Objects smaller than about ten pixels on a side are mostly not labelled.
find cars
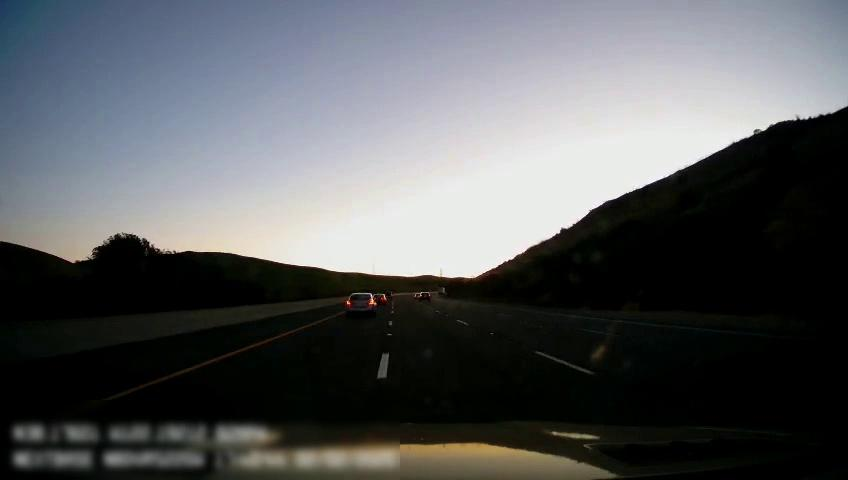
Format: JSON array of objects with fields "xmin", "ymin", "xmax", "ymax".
[
  {"xmin": 373, "ymin": 293, "xmax": 387, "ymax": 306},
  {"xmin": 345, "ymin": 293, "xmax": 378, "ymax": 317}
]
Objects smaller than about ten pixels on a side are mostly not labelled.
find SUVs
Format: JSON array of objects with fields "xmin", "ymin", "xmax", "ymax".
[{"xmin": 418, "ymin": 292, "xmax": 431, "ymax": 302}]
